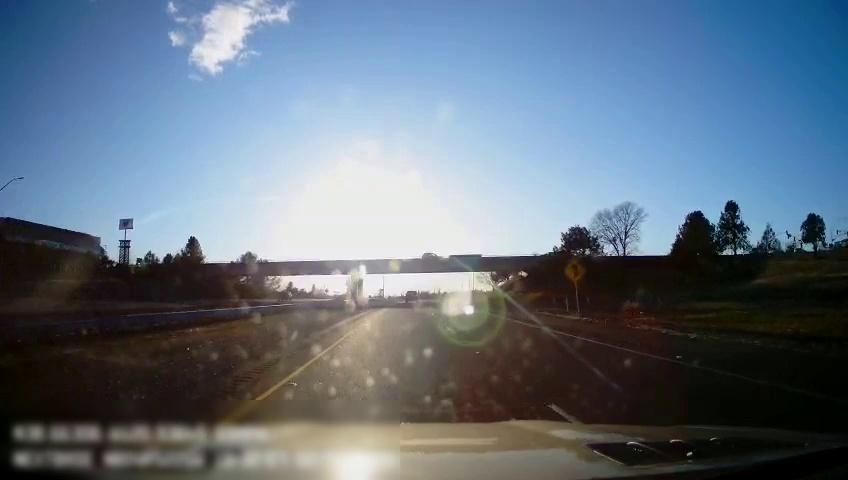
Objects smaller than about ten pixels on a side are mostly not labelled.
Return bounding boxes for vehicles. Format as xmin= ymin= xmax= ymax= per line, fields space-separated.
xmin=277 ymin=291 xmax=292 ymax=302
xmin=405 ymin=291 xmax=418 ymax=303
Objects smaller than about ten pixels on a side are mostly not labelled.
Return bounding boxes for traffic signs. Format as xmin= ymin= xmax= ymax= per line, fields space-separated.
xmin=565 ymin=259 xmax=585 ymax=283
xmin=449 ymin=254 xmax=482 ymax=271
